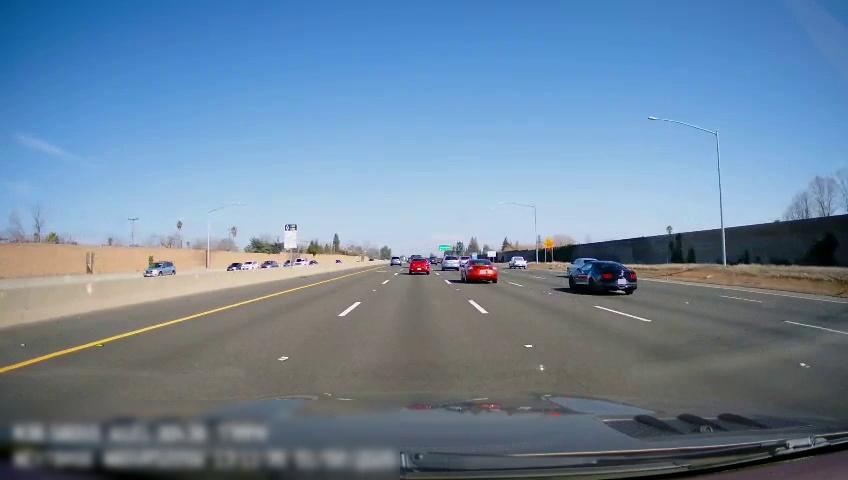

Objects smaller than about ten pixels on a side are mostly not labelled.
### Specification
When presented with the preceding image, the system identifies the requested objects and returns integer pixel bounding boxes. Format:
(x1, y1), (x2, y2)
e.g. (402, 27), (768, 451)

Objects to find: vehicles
(567, 260), (639, 296)
(567, 256), (598, 275)
(240, 261), (259, 272)
(293, 257), (309, 267)
(440, 254), (460, 270)
(143, 261), (177, 278)
(459, 257), (468, 266)
(389, 256), (402, 267)
(408, 254), (422, 259)
(259, 260), (279, 269)
(281, 259), (294, 267)
(507, 255), (527, 270)
(460, 259), (498, 284)
(308, 260), (321, 266)
(429, 256), (438, 266)
(226, 263), (242, 272)
(408, 256), (430, 274)
(334, 259), (345, 265)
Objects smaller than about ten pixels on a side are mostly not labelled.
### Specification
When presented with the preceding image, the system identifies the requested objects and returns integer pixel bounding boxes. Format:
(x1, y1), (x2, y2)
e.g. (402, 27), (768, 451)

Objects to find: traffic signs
(544, 237), (555, 250)
(283, 224), (298, 251)
(437, 244), (454, 252)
